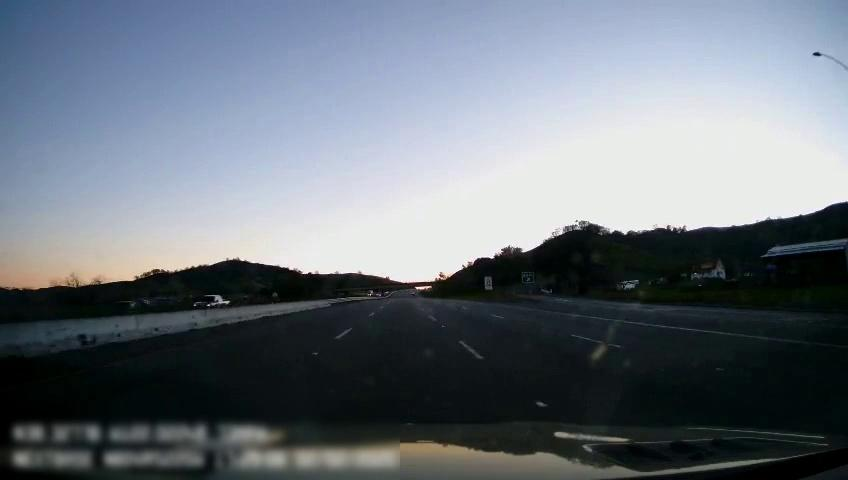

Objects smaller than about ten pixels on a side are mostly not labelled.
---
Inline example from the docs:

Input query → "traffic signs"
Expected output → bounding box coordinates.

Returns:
[522,272,536,284]
[484,276,493,290]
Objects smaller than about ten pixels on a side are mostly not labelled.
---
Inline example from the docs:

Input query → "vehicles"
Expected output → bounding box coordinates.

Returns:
[617,281,636,290]
[192,294,231,311]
